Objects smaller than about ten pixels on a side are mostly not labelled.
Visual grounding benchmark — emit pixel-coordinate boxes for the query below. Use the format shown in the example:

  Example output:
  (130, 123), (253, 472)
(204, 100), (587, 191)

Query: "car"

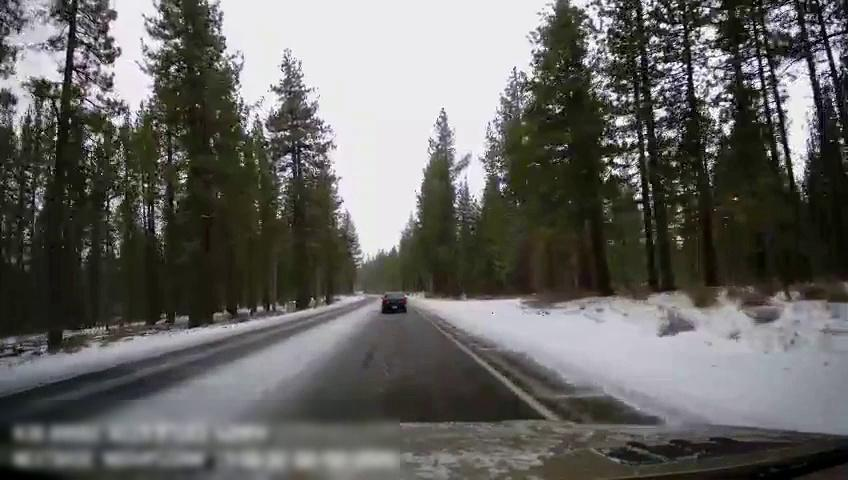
(381, 291), (408, 314)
